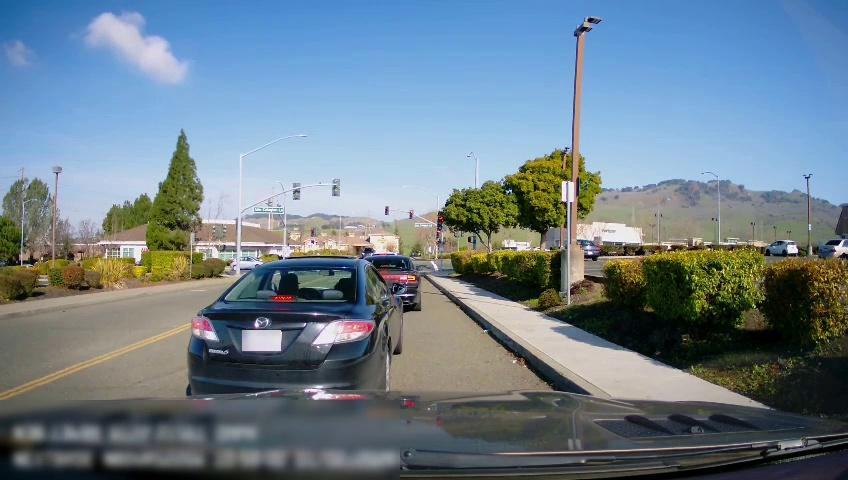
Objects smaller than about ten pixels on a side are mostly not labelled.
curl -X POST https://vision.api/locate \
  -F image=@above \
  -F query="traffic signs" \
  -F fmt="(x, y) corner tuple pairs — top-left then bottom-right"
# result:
(254, 205), (285, 216)
(417, 222), (433, 229)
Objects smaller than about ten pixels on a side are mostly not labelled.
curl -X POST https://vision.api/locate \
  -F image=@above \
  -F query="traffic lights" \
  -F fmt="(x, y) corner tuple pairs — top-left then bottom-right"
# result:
(331, 179), (340, 196)
(291, 183), (300, 201)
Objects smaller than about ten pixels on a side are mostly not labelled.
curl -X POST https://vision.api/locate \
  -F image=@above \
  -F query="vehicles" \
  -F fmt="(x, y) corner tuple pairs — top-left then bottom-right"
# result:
(184, 255), (405, 396)
(367, 255), (424, 311)
(230, 253), (261, 272)
(817, 237), (848, 270)
(577, 237), (602, 260)
(361, 245), (374, 255)
(764, 239), (799, 256)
